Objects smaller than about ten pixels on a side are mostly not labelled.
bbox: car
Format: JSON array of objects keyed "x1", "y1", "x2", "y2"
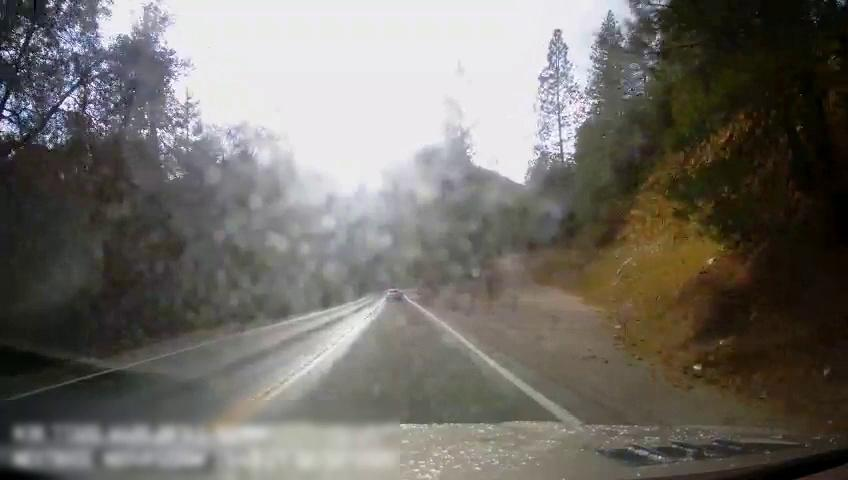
[{"x1": 387, "y1": 288, "x2": 402, "y2": 301}]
